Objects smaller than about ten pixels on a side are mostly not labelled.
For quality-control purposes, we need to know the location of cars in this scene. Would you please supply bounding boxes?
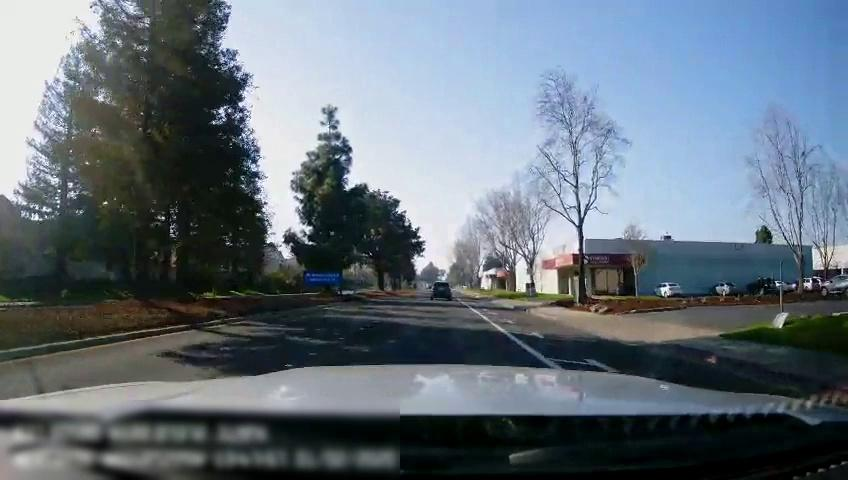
[749,278,779,296]
[712,281,738,298]
[655,281,683,299]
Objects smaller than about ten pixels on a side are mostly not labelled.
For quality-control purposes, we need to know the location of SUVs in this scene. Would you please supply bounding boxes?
[430,282,452,301]
[820,274,848,296]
